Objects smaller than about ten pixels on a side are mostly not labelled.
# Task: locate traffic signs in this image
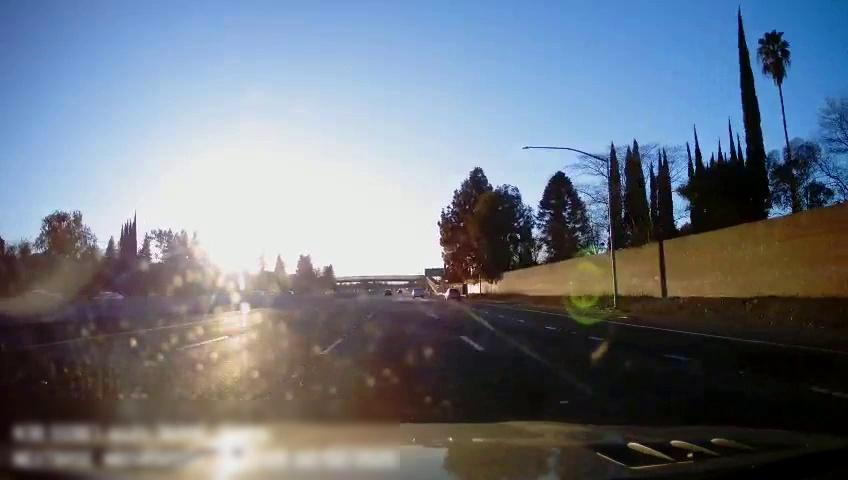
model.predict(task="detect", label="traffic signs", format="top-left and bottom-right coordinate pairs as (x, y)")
top-left (424, 268), bottom-right (446, 277)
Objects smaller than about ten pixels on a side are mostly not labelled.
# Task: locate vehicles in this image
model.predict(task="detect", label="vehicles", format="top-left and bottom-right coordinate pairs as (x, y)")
top-left (411, 286), bottom-right (427, 298)
top-left (383, 288), bottom-right (393, 296)
top-left (444, 287), bottom-right (462, 300)
top-left (91, 291), bottom-right (126, 303)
